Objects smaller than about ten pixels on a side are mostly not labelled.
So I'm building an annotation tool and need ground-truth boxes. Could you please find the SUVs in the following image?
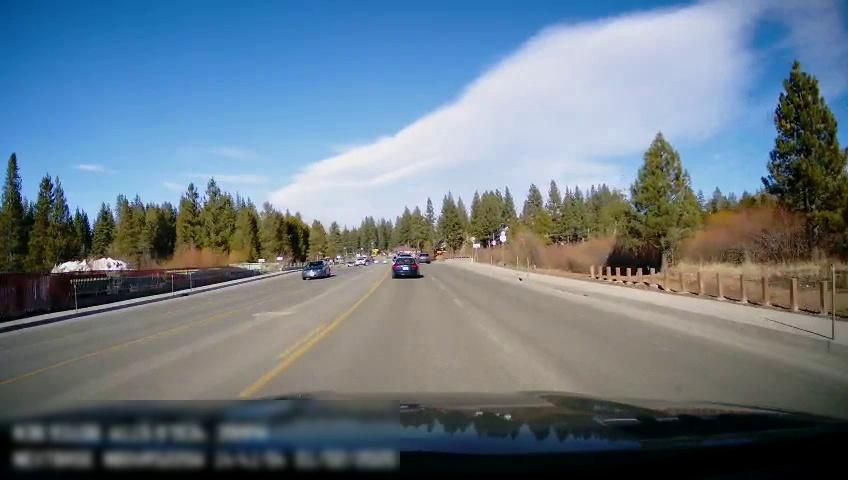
[416,252,431,264]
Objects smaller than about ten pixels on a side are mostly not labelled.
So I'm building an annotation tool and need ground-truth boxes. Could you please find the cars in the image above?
[391,255,420,278]
[302,260,331,280]
[354,257,368,267]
